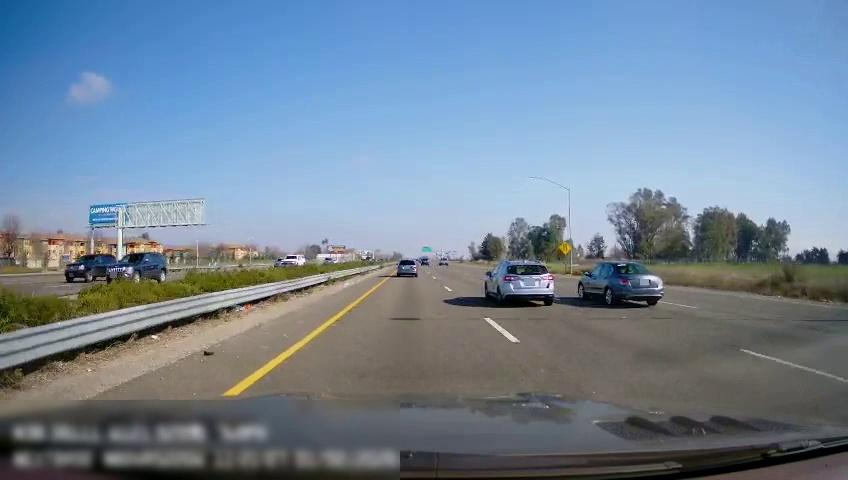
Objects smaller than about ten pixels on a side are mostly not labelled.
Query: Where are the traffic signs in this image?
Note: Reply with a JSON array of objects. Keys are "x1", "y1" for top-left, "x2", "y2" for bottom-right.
[
  {"x1": 421, "y1": 246, "x2": 433, "y2": 253},
  {"x1": 559, "y1": 241, "x2": 573, "y2": 256}
]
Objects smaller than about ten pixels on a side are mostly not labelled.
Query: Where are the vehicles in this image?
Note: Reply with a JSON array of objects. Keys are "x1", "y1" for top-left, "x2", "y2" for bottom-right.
[
  {"x1": 104, "y1": 251, "x2": 169, "y2": 288},
  {"x1": 322, "y1": 257, "x2": 335, "y2": 266},
  {"x1": 278, "y1": 254, "x2": 307, "y2": 269},
  {"x1": 576, "y1": 260, "x2": 664, "y2": 307},
  {"x1": 63, "y1": 254, "x2": 119, "y2": 284},
  {"x1": 437, "y1": 257, "x2": 449, "y2": 267},
  {"x1": 273, "y1": 257, "x2": 285, "y2": 268},
  {"x1": 395, "y1": 259, "x2": 419, "y2": 278},
  {"x1": 483, "y1": 260, "x2": 555, "y2": 307}
]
